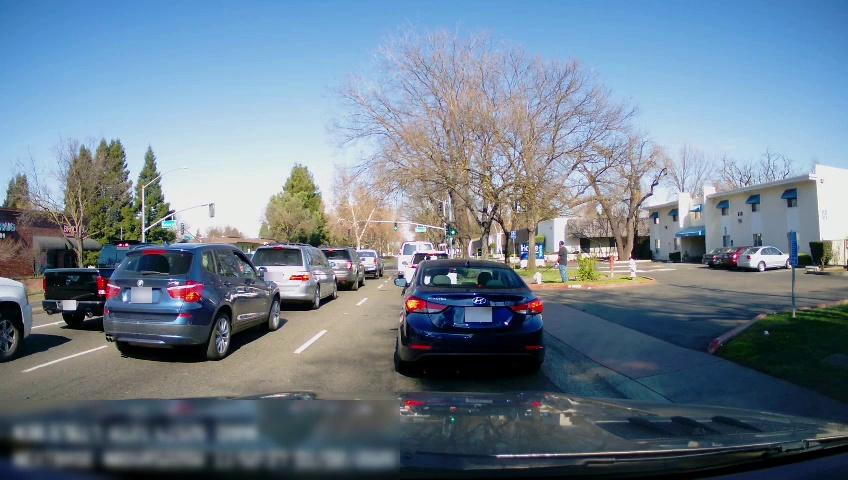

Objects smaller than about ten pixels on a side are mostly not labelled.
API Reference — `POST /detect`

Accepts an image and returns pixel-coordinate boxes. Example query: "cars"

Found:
[737,246,797,272]
[703,246,731,268]
[720,246,753,269]
[394,259,544,372]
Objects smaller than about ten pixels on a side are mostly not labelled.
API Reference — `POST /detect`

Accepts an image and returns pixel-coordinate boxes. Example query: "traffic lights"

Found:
[208,203,216,219]
[180,222,185,235]
[449,225,457,239]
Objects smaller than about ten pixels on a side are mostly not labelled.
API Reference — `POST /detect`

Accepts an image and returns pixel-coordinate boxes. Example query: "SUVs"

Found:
[102,243,282,361]
[319,246,366,291]
[402,251,454,284]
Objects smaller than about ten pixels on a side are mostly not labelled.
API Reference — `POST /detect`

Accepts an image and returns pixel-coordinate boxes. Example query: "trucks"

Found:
[356,250,385,279]
[42,240,152,329]
[0,277,33,362]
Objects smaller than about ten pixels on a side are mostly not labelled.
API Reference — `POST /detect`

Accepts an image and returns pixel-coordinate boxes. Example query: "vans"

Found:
[398,241,435,279]
[247,244,338,310]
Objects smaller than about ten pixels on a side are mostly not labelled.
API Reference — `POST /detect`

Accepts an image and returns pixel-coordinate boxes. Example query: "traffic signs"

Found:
[416,226,428,233]
[161,220,176,229]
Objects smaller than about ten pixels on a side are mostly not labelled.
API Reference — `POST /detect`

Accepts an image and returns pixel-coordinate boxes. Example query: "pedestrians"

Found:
[555,240,569,284]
